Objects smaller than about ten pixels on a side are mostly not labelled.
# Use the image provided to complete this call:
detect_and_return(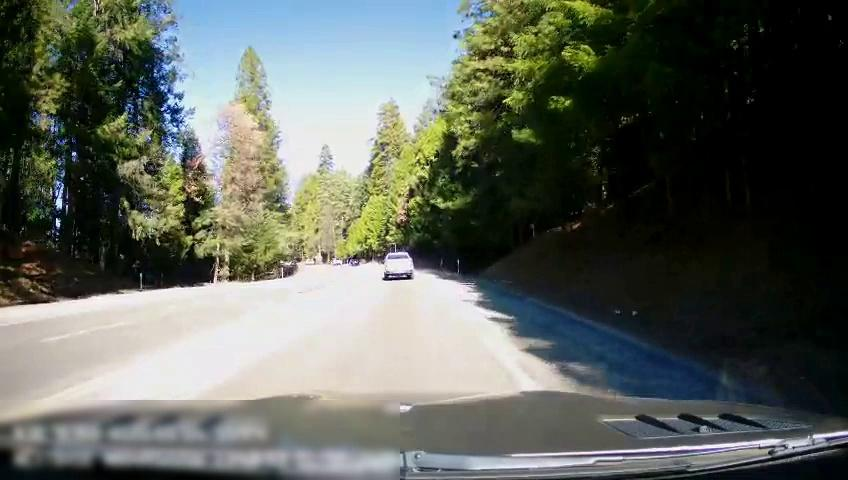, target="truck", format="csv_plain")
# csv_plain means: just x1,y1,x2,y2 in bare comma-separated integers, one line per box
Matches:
383,250,414,280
